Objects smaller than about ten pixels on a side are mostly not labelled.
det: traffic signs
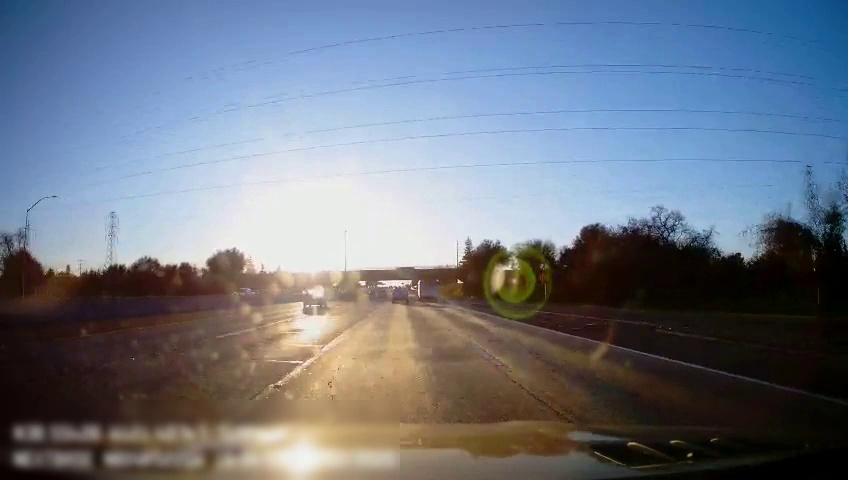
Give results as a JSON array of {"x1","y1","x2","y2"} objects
[
  {"x1": 539, "y1": 272, "x2": 549, "y2": 285},
  {"x1": 396, "y1": 267, "x2": 415, "y2": 277}
]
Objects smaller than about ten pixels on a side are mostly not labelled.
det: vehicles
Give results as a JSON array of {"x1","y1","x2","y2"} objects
[
  {"x1": 303, "y1": 290, "x2": 328, "y2": 309},
  {"x1": 391, "y1": 286, "x2": 410, "y2": 304},
  {"x1": 231, "y1": 288, "x2": 259, "y2": 297},
  {"x1": 416, "y1": 279, "x2": 440, "y2": 302}
]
